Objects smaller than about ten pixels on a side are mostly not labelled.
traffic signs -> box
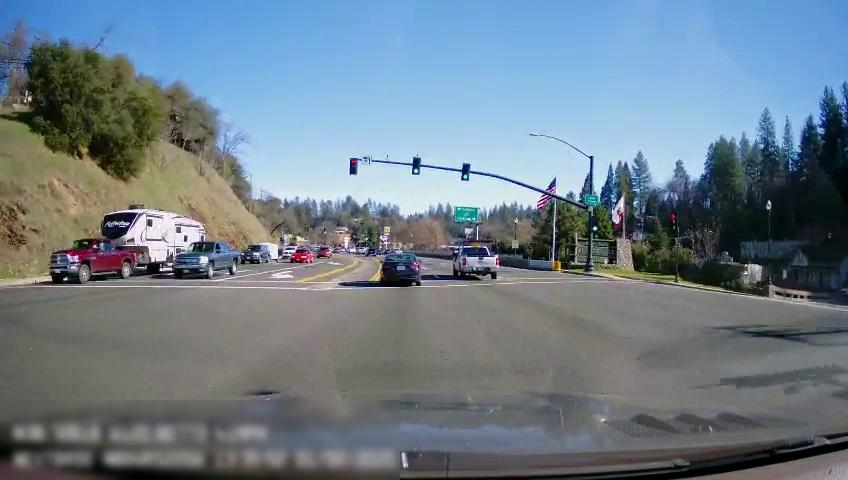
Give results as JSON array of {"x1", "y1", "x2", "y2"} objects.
[
  {"x1": 584, "y1": 194, "x2": 601, "y2": 206},
  {"x1": 470, "y1": 241, "x2": 481, "y2": 249},
  {"x1": 552, "y1": 260, "x2": 562, "y2": 271},
  {"x1": 453, "y1": 206, "x2": 481, "y2": 223},
  {"x1": 361, "y1": 155, "x2": 372, "y2": 166}
]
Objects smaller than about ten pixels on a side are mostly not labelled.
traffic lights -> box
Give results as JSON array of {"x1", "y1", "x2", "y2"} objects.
[
  {"x1": 460, "y1": 162, "x2": 471, "y2": 182},
  {"x1": 669, "y1": 212, "x2": 678, "y2": 236},
  {"x1": 411, "y1": 156, "x2": 422, "y2": 175},
  {"x1": 349, "y1": 157, "x2": 359, "y2": 176},
  {"x1": 590, "y1": 214, "x2": 599, "y2": 233},
  {"x1": 670, "y1": 238, "x2": 678, "y2": 249}
]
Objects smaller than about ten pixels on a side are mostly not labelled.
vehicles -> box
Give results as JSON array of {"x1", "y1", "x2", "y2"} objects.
[
  {"x1": 347, "y1": 247, "x2": 357, "y2": 255},
  {"x1": 377, "y1": 252, "x2": 423, "y2": 287},
  {"x1": 47, "y1": 207, "x2": 206, "y2": 285},
  {"x1": 290, "y1": 249, "x2": 315, "y2": 263},
  {"x1": 281, "y1": 246, "x2": 300, "y2": 259},
  {"x1": 391, "y1": 247, "x2": 404, "y2": 253},
  {"x1": 317, "y1": 246, "x2": 331, "y2": 259},
  {"x1": 171, "y1": 240, "x2": 242, "y2": 280},
  {"x1": 365, "y1": 248, "x2": 377, "y2": 257},
  {"x1": 357, "y1": 248, "x2": 367, "y2": 256},
  {"x1": 452, "y1": 240, "x2": 499, "y2": 281},
  {"x1": 241, "y1": 242, "x2": 279, "y2": 265}
]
